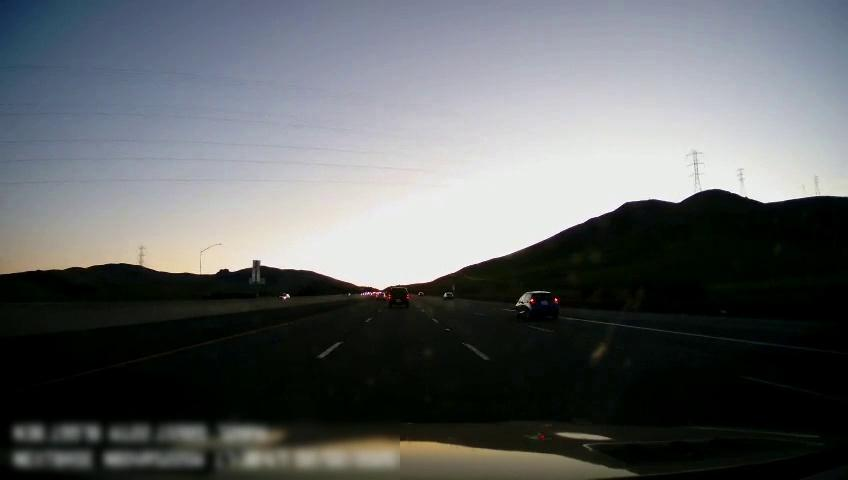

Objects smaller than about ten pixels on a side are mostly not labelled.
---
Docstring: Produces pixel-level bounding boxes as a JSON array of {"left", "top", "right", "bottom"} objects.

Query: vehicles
[
  {"left": 376, "top": 292, "right": 386, "bottom": 301},
  {"left": 514, "top": 291, "right": 559, "bottom": 319},
  {"left": 278, "top": 293, "right": 291, "bottom": 299},
  {"left": 443, "top": 292, "right": 454, "bottom": 300},
  {"left": 388, "top": 288, "right": 410, "bottom": 308}
]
